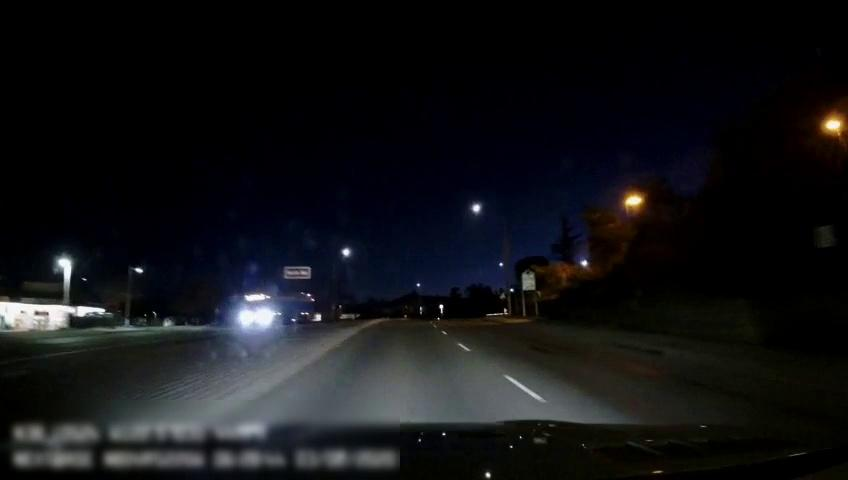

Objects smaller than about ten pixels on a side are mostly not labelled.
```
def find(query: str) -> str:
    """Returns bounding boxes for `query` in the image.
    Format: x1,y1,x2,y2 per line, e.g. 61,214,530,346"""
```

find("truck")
241,293,315,328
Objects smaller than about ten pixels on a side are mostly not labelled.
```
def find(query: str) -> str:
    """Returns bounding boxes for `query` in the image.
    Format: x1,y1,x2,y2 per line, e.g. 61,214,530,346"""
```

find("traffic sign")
521,272,536,290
